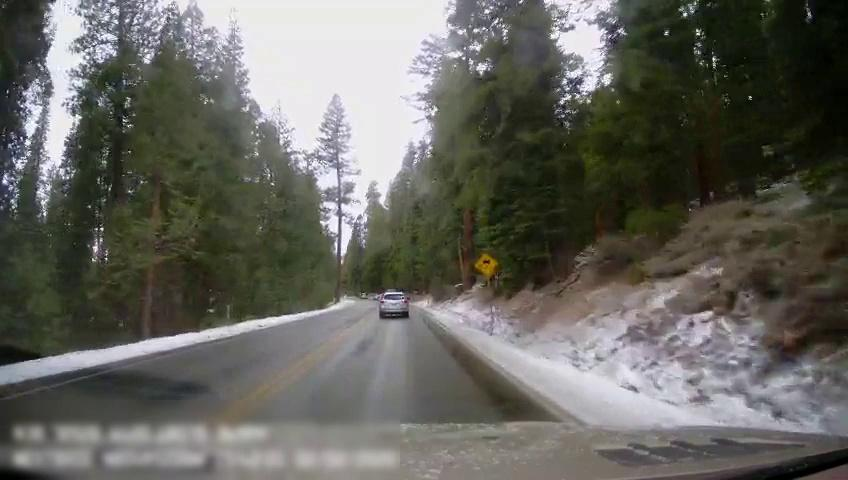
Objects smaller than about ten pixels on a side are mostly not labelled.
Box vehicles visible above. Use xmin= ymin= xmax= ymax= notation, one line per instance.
xmin=384 ymin=288 xmax=405 ymax=293
xmin=380 ymin=292 xmax=410 ymax=318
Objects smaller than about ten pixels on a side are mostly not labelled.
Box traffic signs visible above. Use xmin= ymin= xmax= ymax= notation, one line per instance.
xmin=474 ymin=251 xmax=501 ymax=279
